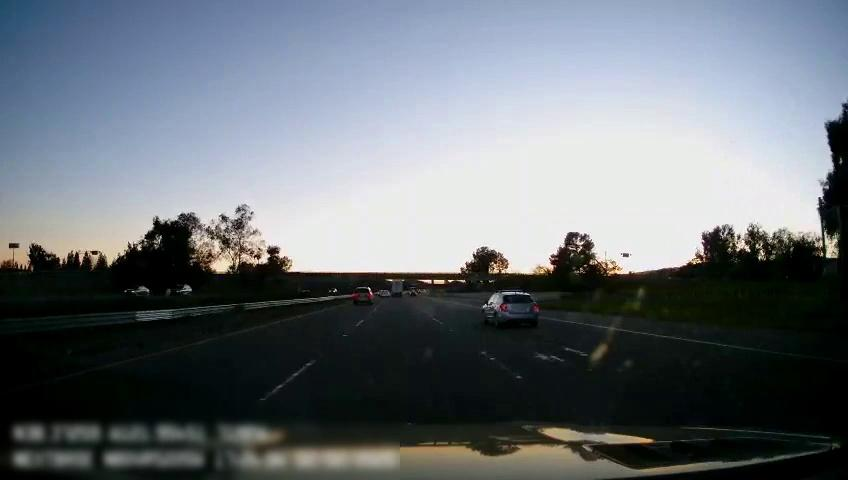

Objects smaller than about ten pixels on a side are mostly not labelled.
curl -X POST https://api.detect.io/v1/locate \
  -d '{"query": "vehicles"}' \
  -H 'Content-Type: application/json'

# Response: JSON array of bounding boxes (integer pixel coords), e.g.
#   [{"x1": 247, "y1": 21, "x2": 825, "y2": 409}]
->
[
  {"x1": 168, "y1": 284, "x2": 193, "y2": 296},
  {"x1": 353, "y1": 287, "x2": 373, "y2": 306},
  {"x1": 481, "y1": 292, "x2": 539, "y2": 331},
  {"x1": 123, "y1": 285, "x2": 150, "y2": 296},
  {"x1": 328, "y1": 288, "x2": 338, "y2": 295},
  {"x1": 392, "y1": 281, "x2": 403, "y2": 297}
]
